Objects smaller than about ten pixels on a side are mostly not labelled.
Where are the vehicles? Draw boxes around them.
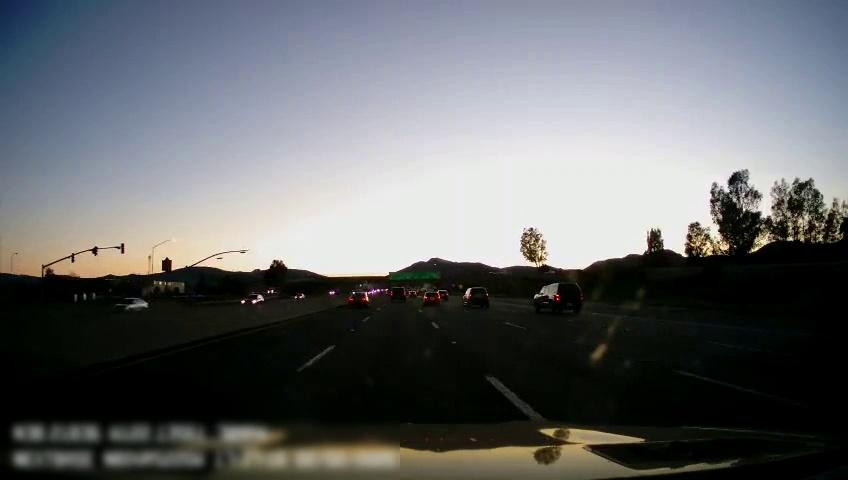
[293,292,305,299]
[462,286,490,309]
[421,291,441,307]
[389,286,406,302]
[114,297,149,311]
[533,281,584,314]
[437,289,449,302]
[348,291,371,310]
[240,293,265,304]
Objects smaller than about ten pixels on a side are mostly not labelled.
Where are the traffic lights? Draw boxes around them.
[120,242,125,255]
[93,246,98,257]
[71,252,76,264]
